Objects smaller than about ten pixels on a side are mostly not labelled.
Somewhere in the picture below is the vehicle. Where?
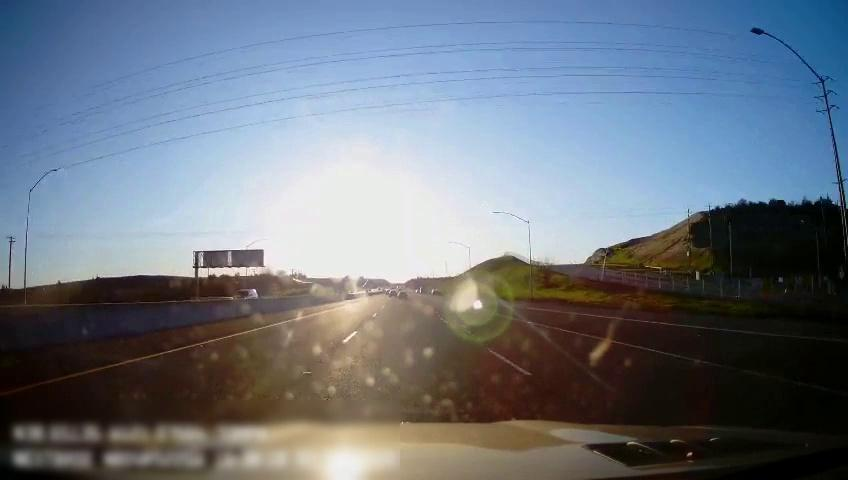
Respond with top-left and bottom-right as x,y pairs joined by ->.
231,289 -> 258,299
